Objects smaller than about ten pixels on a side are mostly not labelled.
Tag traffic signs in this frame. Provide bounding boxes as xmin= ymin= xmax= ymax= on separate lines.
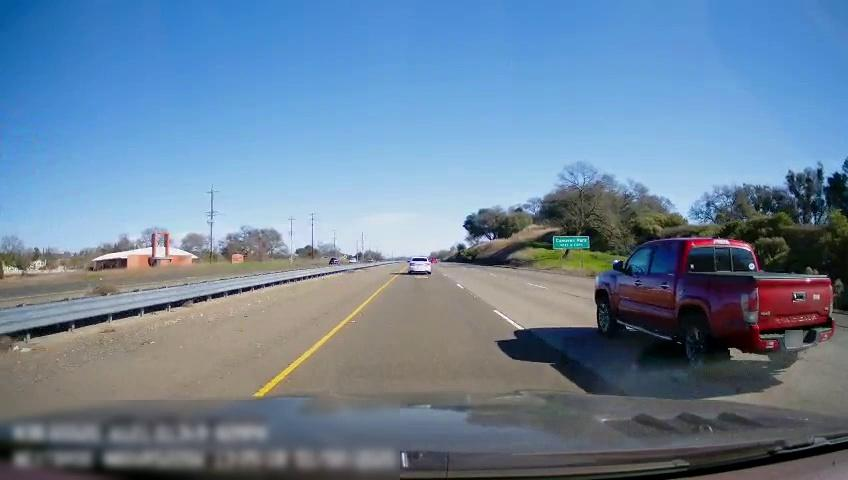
xmin=553 ymin=236 xmax=591 ymax=250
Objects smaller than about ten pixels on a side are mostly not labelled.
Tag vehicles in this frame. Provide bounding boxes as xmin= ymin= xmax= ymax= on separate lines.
xmin=593 ymin=236 xmax=835 ymax=369
xmin=428 ymin=256 xmax=439 ymax=264
xmin=405 ymin=256 xmax=431 ymax=275
xmin=327 ymin=258 xmax=340 ymax=265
